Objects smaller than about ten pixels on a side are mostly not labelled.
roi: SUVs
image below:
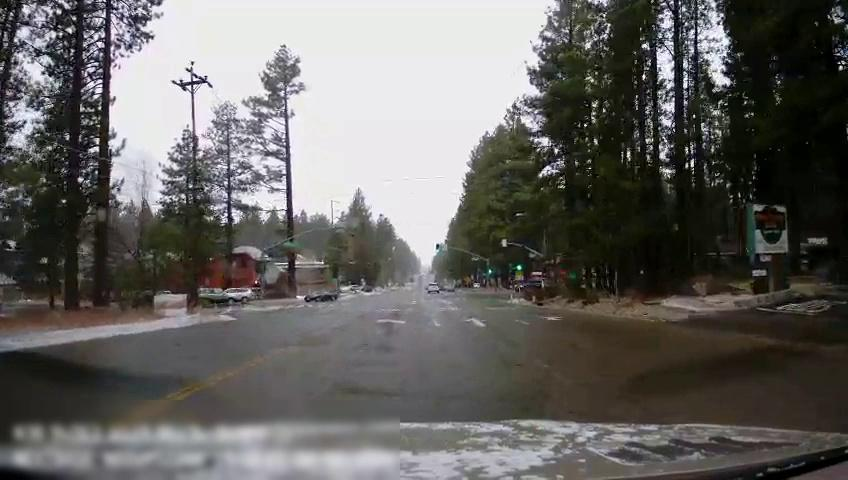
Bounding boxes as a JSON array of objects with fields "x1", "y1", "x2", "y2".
[
  {"x1": 223, "y1": 288, "x2": 254, "y2": 305},
  {"x1": 514, "y1": 281, "x2": 541, "y2": 293}
]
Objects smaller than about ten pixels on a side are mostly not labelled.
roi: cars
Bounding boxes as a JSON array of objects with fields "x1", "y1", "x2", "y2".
[
  {"x1": 199, "y1": 288, "x2": 233, "y2": 307},
  {"x1": 303, "y1": 288, "x2": 338, "y2": 303}
]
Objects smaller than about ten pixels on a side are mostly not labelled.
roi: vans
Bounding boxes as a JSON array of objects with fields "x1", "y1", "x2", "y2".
[{"x1": 425, "y1": 282, "x2": 440, "y2": 295}]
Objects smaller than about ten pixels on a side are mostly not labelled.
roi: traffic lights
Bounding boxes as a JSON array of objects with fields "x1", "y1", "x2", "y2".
[
  {"x1": 435, "y1": 240, "x2": 441, "y2": 252},
  {"x1": 488, "y1": 263, "x2": 495, "y2": 277},
  {"x1": 513, "y1": 261, "x2": 522, "y2": 273}
]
